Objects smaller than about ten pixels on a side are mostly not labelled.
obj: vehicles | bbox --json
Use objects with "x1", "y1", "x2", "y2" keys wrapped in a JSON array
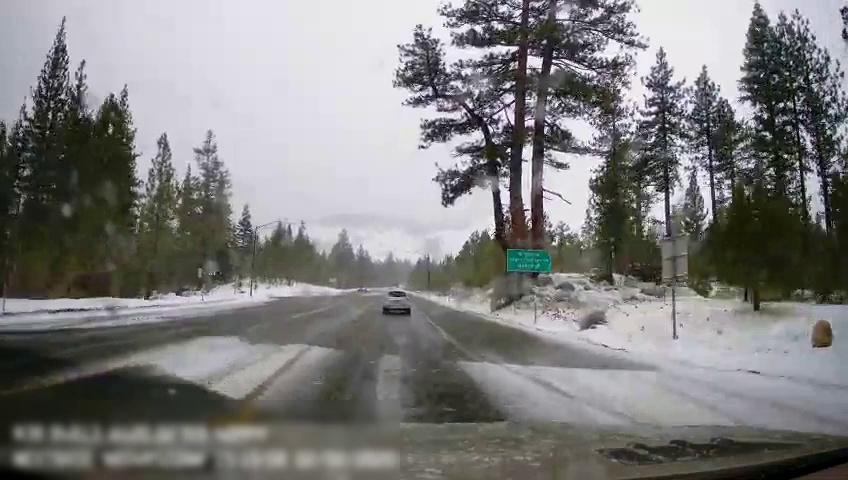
[
  {"x1": 356, "y1": 284, "x2": 368, "y2": 293},
  {"x1": 381, "y1": 291, "x2": 412, "y2": 316}
]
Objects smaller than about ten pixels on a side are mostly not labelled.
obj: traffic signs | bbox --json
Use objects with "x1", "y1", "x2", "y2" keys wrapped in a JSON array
[{"x1": 506, "y1": 247, "x2": 552, "y2": 273}]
